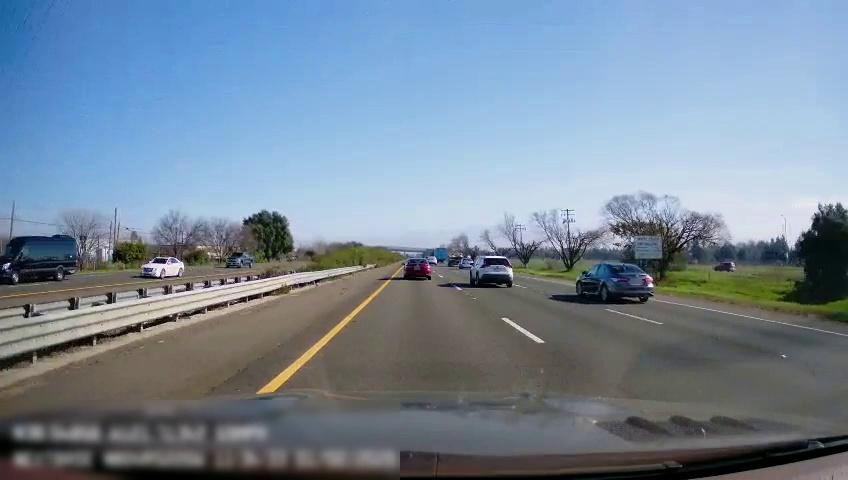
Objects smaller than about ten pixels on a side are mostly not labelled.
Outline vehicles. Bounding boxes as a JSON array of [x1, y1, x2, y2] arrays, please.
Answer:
[[225, 251, 254, 269], [575, 261, 655, 303], [427, 256, 437, 265], [140, 256, 186, 280], [447, 257, 459, 267], [400, 257, 433, 281], [469, 255, 513, 288], [0, 235, 79, 286], [433, 248, 448, 263], [714, 262, 736, 272], [458, 258, 474, 270]]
